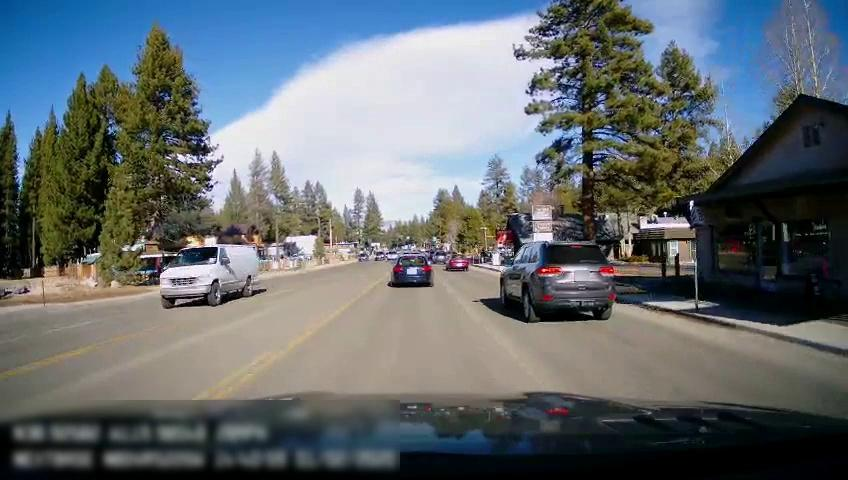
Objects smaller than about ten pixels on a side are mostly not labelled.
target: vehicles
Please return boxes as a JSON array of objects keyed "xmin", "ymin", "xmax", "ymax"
[
  {"xmin": 374, "ymin": 251, "xmax": 386, "ymax": 261},
  {"xmin": 497, "ymin": 238, "xmax": 616, "ymax": 323},
  {"xmin": 357, "ymin": 253, "xmax": 369, "ymax": 262},
  {"xmin": 160, "ymin": 244, "xmax": 259, "ymax": 308},
  {"xmin": 446, "ymin": 254, "xmax": 468, "ymax": 271},
  {"xmin": 391, "ymin": 252, "xmax": 432, "ymax": 288},
  {"xmin": 433, "ymin": 253, "xmax": 446, "ymax": 264},
  {"xmin": 387, "ymin": 250, "xmax": 399, "ymax": 261}
]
